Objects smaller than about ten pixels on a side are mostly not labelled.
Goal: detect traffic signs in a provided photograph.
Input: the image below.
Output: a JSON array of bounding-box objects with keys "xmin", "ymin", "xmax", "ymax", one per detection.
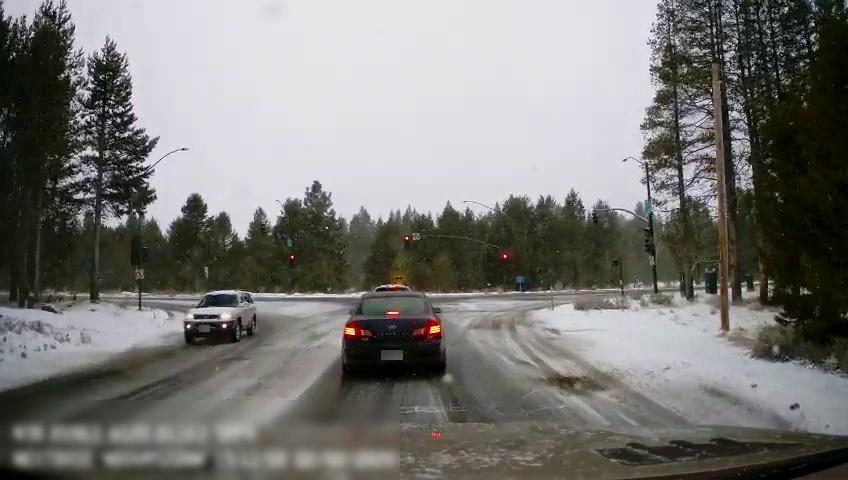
[
  {"xmin": 644, "ymin": 203, "xmax": 653, "ymax": 214},
  {"xmin": 393, "ymin": 276, "xmax": 406, "ymax": 282},
  {"xmin": 135, "ymin": 269, "xmax": 144, "ymax": 280}
]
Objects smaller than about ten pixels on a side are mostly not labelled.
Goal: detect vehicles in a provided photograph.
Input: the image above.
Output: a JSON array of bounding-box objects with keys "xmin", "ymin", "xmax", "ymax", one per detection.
[
  {"xmin": 373, "ymin": 284, "xmax": 414, "ymax": 293},
  {"xmin": 342, "ymin": 292, "xmax": 446, "ymax": 377},
  {"xmin": 183, "ymin": 290, "xmax": 258, "ymax": 344}
]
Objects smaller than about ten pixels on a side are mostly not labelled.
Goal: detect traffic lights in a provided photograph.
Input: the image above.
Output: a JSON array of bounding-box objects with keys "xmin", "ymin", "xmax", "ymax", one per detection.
[
  {"xmin": 403, "ymin": 235, "xmax": 410, "ymax": 250},
  {"xmin": 261, "ymin": 223, "xmax": 266, "ymax": 235},
  {"xmin": 502, "ymin": 253, "xmax": 507, "ymax": 264},
  {"xmin": 142, "ymin": 246, "xmax": 149, "ymax": 260},
  {"xmin": 592, "ymin": 210, "xmax": 598, "ymax": 223},
  {"xmin": 289, "ymin": 254, "xmax": 295, "ymax": 266},
  {"xmin": 643, "ymin": 227, "xmax": 650, "ymax": 243}
]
